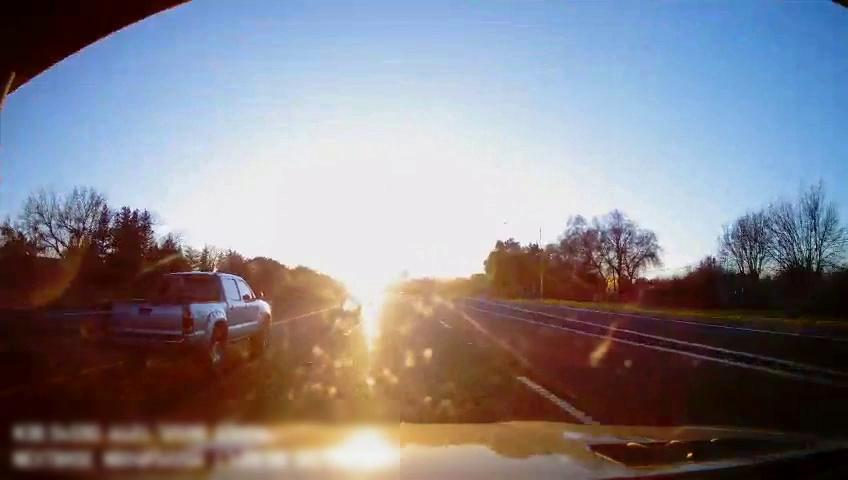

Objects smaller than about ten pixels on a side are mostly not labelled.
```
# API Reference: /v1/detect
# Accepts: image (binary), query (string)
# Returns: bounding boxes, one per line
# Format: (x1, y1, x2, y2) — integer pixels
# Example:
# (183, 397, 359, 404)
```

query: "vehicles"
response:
(105, 271, 273, 377)
(342, 296, 363, 315)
